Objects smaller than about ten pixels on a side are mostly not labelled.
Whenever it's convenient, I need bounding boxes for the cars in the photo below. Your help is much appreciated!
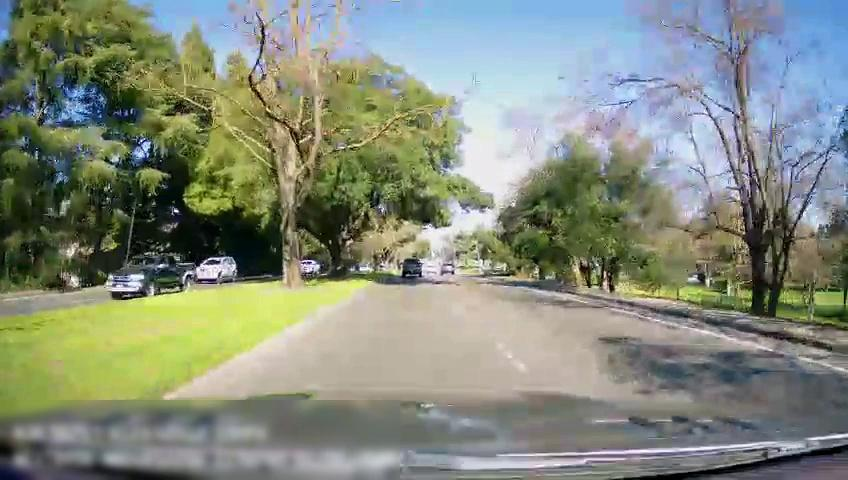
[439,262,454,275]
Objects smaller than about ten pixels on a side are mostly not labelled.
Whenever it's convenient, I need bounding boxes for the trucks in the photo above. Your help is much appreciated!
[301,258,321,277]
[105,254,196,300]
[401,257,422,278]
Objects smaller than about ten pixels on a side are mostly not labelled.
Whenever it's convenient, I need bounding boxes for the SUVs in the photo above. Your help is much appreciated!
[196,256,238,287]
